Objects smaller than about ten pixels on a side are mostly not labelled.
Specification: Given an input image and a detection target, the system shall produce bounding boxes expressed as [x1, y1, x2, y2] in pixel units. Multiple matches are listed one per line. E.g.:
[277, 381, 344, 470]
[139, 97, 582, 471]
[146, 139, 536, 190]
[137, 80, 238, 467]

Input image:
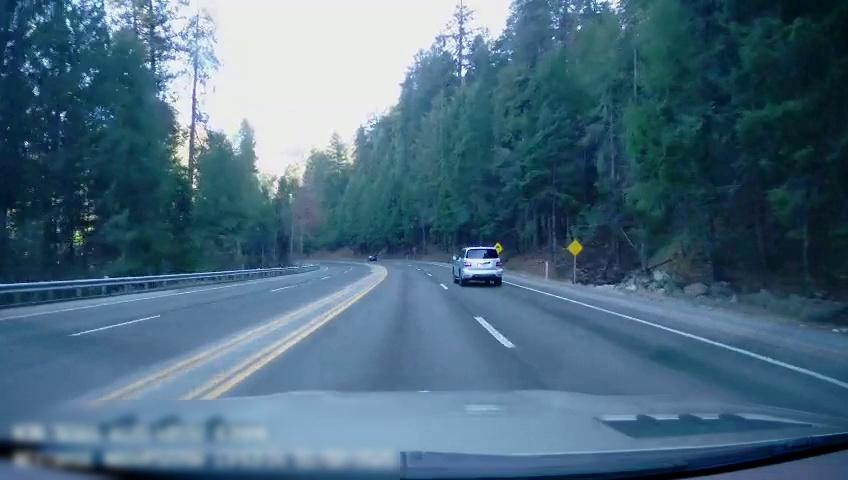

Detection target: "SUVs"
[452, 246, 504, 287]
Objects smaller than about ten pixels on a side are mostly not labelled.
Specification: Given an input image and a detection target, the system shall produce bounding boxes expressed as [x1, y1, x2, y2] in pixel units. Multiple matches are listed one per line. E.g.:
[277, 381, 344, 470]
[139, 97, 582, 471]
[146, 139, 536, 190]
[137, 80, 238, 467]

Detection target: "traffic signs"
[493, 241, 505, 255]
[567, 239, 584, 256]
